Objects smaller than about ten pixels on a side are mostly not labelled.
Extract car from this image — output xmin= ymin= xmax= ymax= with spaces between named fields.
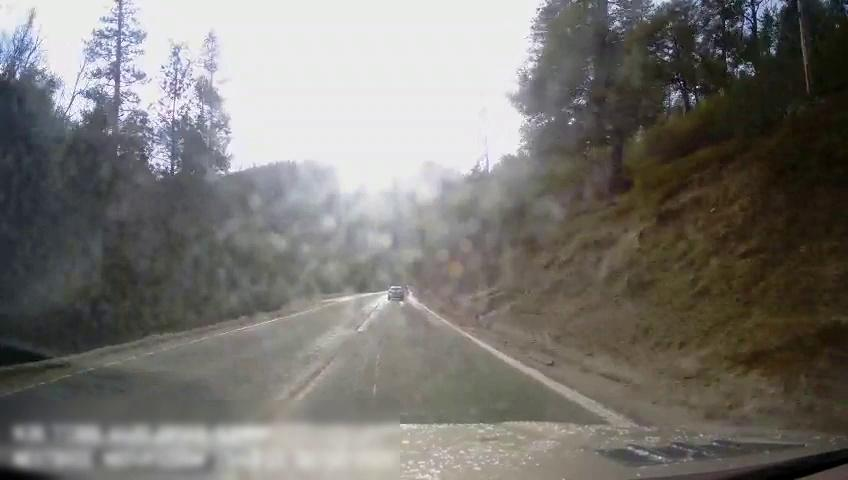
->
xmin=387 ymin=285 xmax=404 ymax=301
